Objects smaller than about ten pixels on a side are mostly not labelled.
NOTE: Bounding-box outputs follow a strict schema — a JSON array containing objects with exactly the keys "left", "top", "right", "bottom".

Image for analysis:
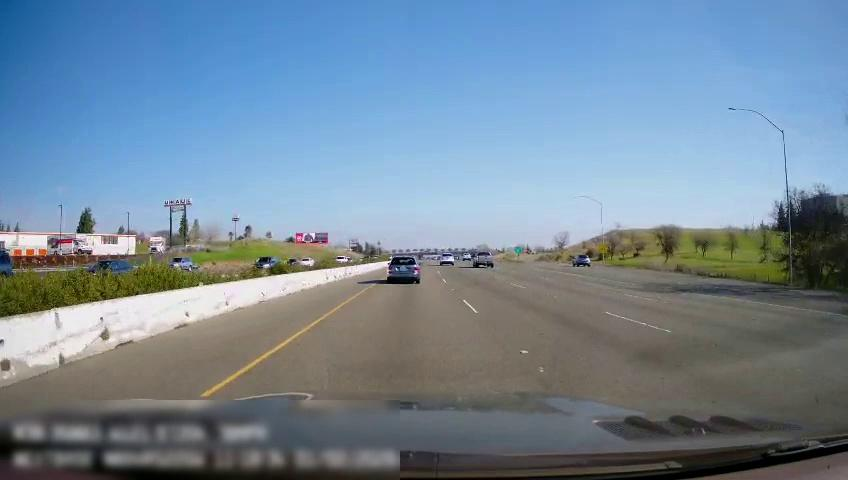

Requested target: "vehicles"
[
  {"left": 86, "top": 260, "right": 133, "bottom": 274},
  {"left": 336, "top": 256, "right": 349, "bottom": 264},
  {"left": 462, "top": 252, "right": 472, "bottom": 261},
  {"left": 168, "top": 257, "right": 193, "bottom": 271},
  {"left": 572, "top": 254, "right": 591, "bottom": 267},
  {"left": 386, "top": 256, "right": 420, "bottom": 284},
  {"left": 255, "top": 257, "right": 277, "bottom": 268},
  {"left": 439, "top": 252, "right": 455, "bottom": 266},
  {"left": 299, "top": 257, "right": 315, "bottom": 267},
  {"left": 473, "top": 252, "right": 494, "bottom": 269},
  {"left": 286, "top": 258, "right": 301, "bottom": 265},
  {"left": 0, "top": 253, "right": 12, "bottom": 278}
]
